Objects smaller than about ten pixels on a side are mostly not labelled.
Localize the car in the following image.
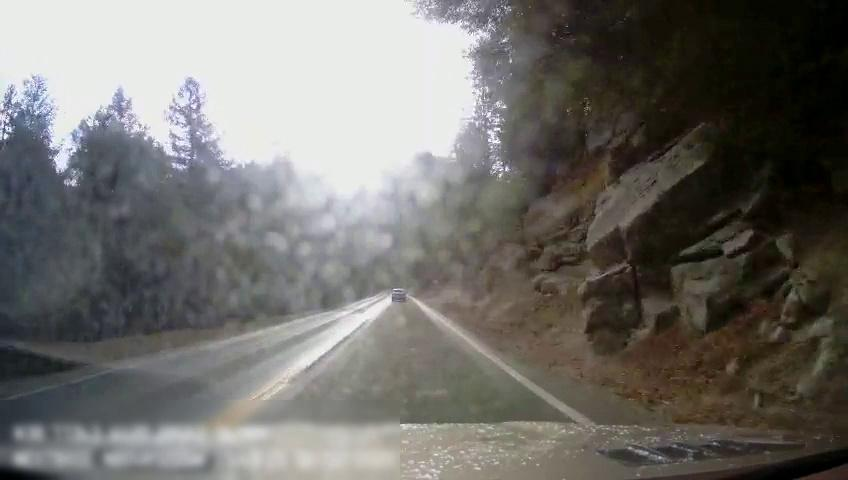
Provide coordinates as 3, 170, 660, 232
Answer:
391, 288, 406, 302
